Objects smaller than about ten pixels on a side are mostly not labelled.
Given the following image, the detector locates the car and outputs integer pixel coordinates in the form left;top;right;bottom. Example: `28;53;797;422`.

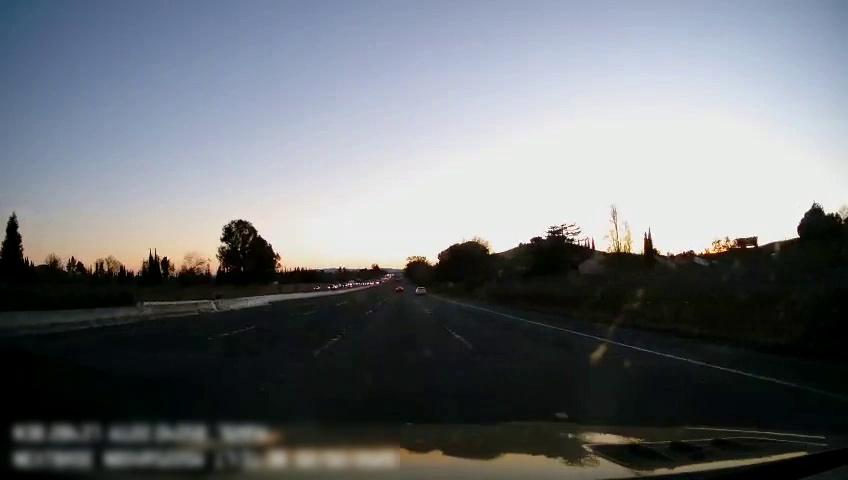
415;286;426;295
